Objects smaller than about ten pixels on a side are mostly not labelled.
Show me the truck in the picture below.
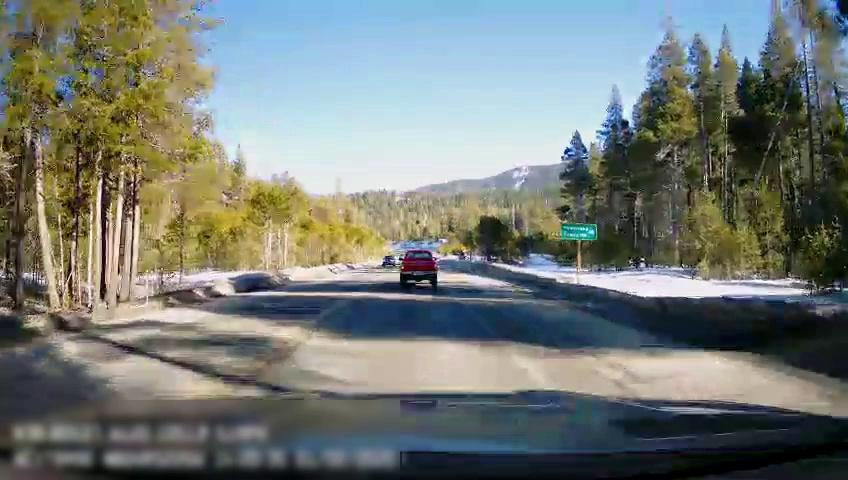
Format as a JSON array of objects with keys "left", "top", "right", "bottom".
[{"left": 398, "top": 248, "right": 439, "bottom": 289}]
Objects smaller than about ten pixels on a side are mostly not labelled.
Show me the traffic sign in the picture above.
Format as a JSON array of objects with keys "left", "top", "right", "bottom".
[{"left": 560, "top": 222, "right": 598, "bottom": 242}]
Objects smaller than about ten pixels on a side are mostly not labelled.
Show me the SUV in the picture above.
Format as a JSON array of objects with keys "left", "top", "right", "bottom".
[{"left": 382, "top": 255, "right": 396, "bottom": 266}]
